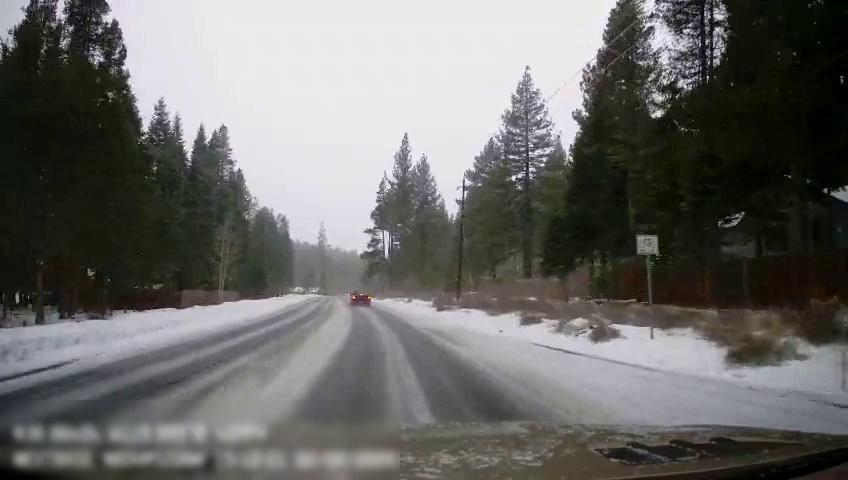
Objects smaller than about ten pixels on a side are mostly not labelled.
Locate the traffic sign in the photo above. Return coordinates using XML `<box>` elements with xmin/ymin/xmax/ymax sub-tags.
<box><xmin>636</xmin><ymin>234</ymin><xmax>659</xmax><ymax>256</ymax></box>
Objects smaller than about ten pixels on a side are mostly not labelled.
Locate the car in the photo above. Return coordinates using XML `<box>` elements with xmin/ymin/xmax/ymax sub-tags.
<box><xmin>348</xmin><ymin>288</ymin><xmax>371</xmax><ymax>307</ymax></box>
